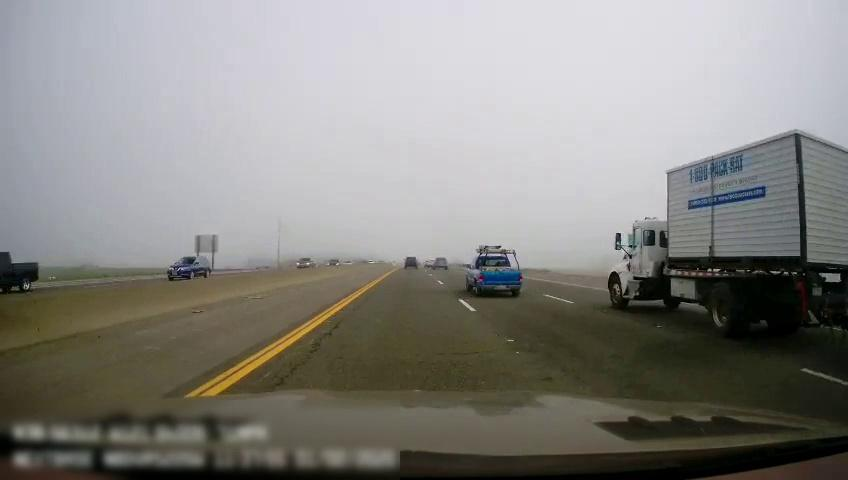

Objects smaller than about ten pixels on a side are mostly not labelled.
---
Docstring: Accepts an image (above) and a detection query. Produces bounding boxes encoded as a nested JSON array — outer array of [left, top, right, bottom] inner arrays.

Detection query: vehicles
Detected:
[[0, 251, 40, 294], [326, 258, 343, 267], [404, 256, 418, 269], [432, 257, 449, 271], [167, 255, 212, 281], [295, 257, 317, 269], [427, 259, 436, 268], [605, 126, 848, 340], [464, 244, 524, 298]]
